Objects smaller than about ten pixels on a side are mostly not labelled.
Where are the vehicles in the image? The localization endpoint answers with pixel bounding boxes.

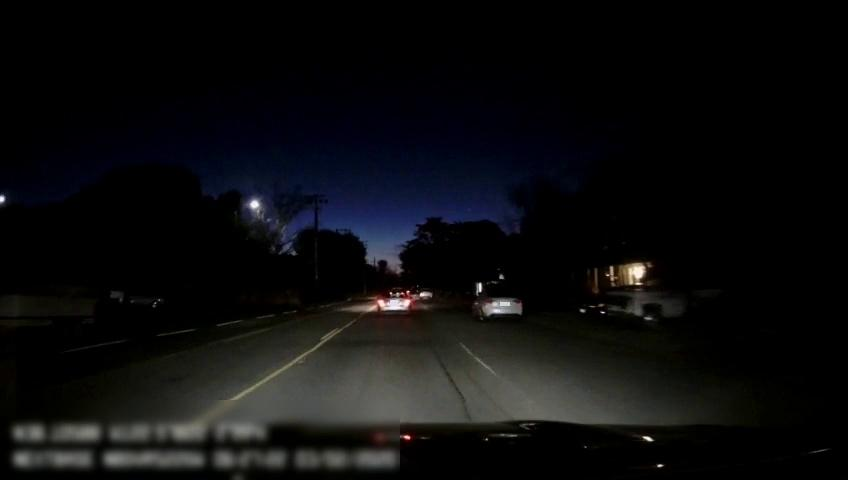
[604,273,691,330]
[376,288,413,318]
[419,288,433,300]
[471,284,523,322]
